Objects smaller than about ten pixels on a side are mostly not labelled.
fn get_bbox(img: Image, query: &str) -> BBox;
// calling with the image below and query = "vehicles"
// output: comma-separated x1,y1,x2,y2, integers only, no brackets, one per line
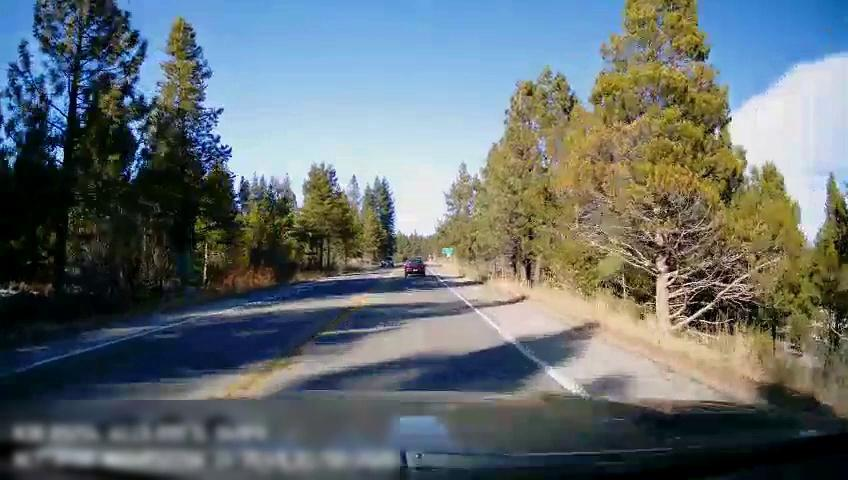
403,257,426,276
379,256,395,269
